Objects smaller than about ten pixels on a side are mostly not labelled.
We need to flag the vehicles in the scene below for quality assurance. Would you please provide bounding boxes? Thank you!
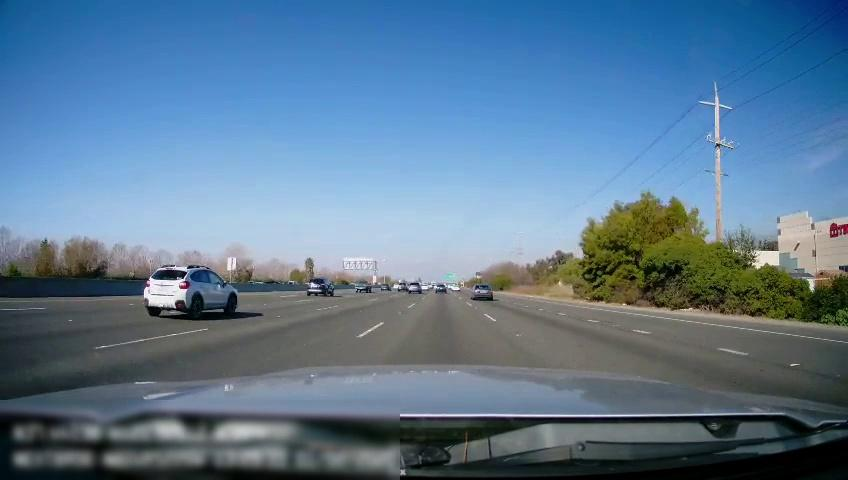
[307,278,335,297]
[381,283,391,291]
[355,281,372,294]
[408,283,422,295]
[142,264,239,320]
[470,283,494,302]
[435,284,447,294]
[398,282,409,292]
